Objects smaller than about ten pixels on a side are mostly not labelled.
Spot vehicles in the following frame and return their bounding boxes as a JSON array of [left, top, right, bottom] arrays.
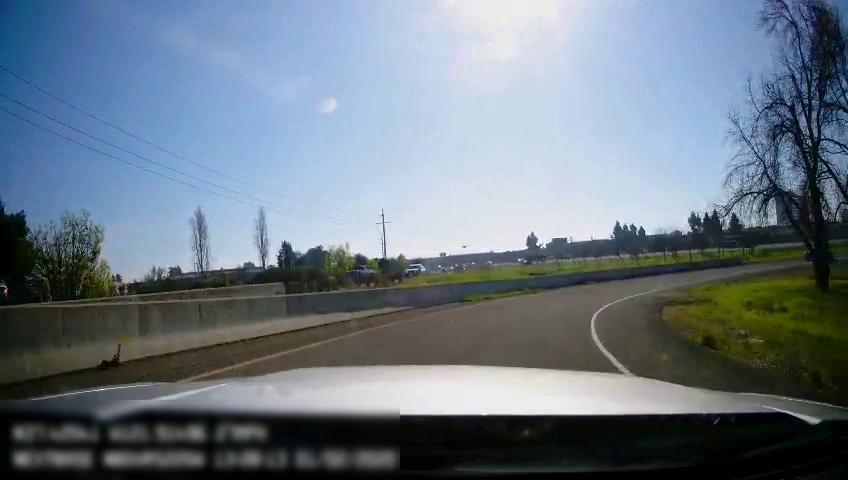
[[407, 263, 426, 273], [803, 245, 827, 261]]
